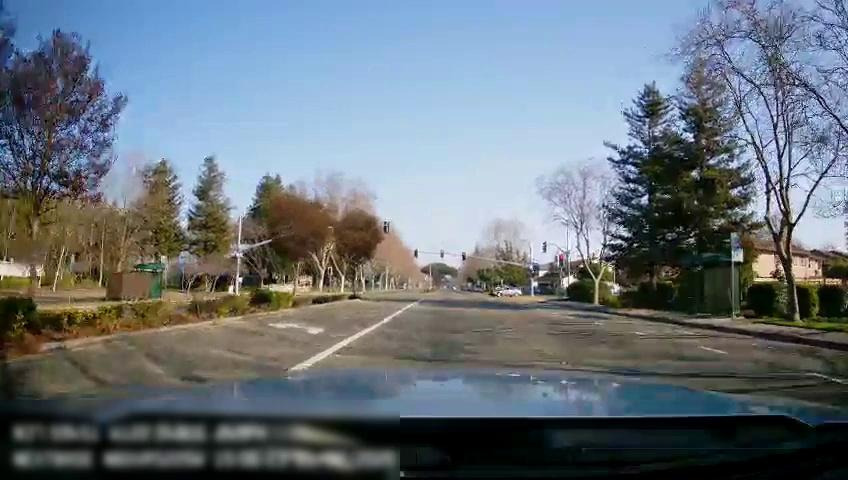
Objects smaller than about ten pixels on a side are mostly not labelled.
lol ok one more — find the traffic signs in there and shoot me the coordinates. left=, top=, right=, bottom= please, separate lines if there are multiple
left=731, top=231, right=744, bottom=262
left=231, top=252, right=244, bottom=257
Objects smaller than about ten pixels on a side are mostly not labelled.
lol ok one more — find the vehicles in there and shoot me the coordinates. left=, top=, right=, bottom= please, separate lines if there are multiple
left=539, top=287, right=559, bottom=295
left=520, top=286, right=541, bottom=296
left=470, top=284, right=484, bottom=293
left=491, top=285, right=523, bottom=298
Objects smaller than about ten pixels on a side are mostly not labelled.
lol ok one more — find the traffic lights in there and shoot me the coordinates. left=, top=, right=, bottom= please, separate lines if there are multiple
left=383, top=220, right=390, bottom=234
left=327, top=266, right=333, bottom=277
left=541, top=240, right=548, bottom=254
left=413, top=247, right=418, bottom=260
left=558, top=254, right=565, bottom=268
